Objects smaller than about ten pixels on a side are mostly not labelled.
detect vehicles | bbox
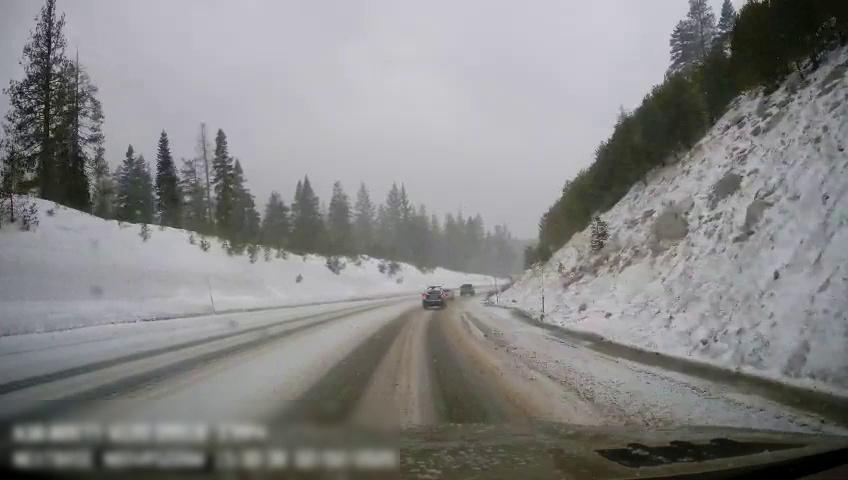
[459,283,475,296]
[422,285,447,309]
[441,289,455,301]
